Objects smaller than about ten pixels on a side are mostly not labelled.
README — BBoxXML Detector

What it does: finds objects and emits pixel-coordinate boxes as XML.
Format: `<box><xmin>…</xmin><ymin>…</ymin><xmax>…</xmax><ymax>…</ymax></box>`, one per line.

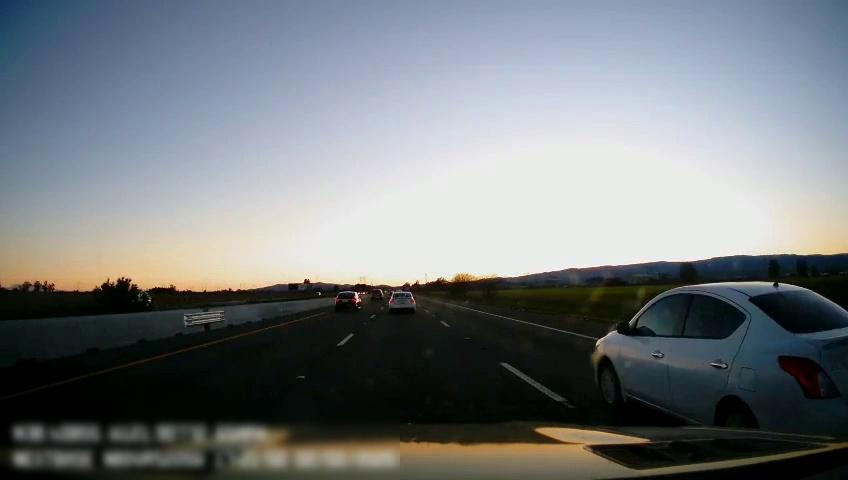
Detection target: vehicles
<box><xmin>588</xmin><ymin>279</ymin><xmax>848</xmax><ymax>441</ymax></box>
<box><xmin>387</xmin><ymin>291</ymin><xmax>416</xmax><ymax>311</ymax></box>
<box><xmin>131</xmin><ymin>288</ymin><xmax>152</xmax><ymax>309</ymax></box>
<box><xmin>335</xmin><ymin>291</ymin><xmax>364</xmax><ymax>314</ymax></box>
<box><xmin>371</xmin><ymin>289</ymin><xmax>385</xmax><ymax>302</ymax></box>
